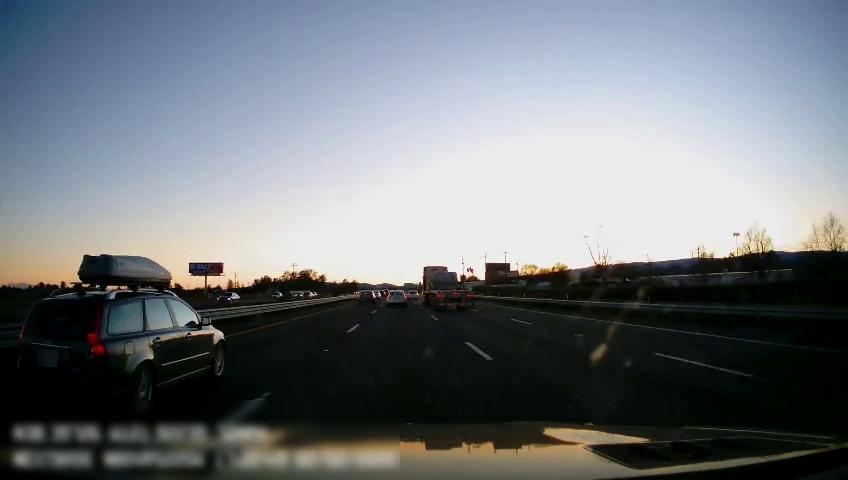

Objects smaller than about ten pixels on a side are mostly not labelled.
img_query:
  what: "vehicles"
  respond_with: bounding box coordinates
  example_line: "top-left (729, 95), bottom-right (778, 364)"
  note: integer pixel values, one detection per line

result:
top-left (358, 289), bottom-right (377, 305)
top-left (406, 290), bottom-right (419, 301)
top-left (388, 289), bottom-right (409, 305)
top-left (271, 291), bottom-right (283, 299)
top-left (216, 292), bottom-right (241, 305)
top-left (417, 266), bottom-right (476, 312)
top-left (14, 252), bottom-right (229, 417)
